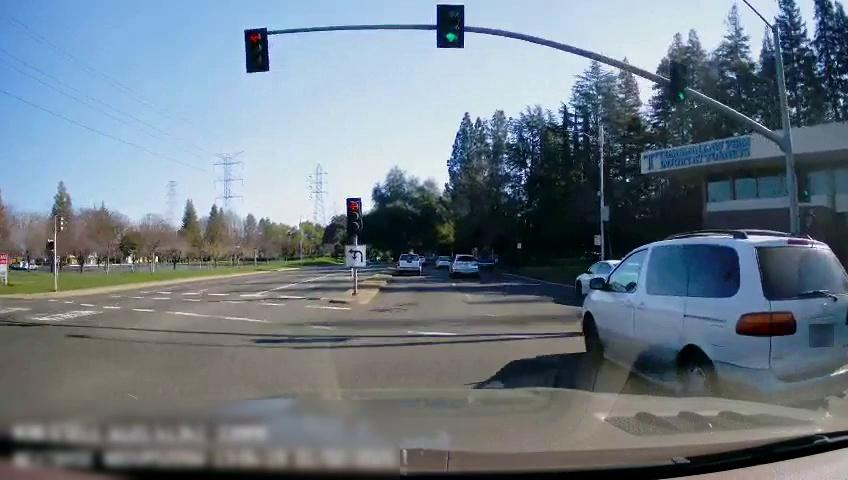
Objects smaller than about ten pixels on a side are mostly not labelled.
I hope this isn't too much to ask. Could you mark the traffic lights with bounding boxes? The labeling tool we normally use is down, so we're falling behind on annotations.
[797,170,810,202]
[669,57,689,104]
[244,25,269,76]
[56,216,65,234]
[435,2,465,51]
[345,196,364,238]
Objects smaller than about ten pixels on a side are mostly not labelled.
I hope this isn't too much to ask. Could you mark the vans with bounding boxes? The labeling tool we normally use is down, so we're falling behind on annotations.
[580,229,848,407]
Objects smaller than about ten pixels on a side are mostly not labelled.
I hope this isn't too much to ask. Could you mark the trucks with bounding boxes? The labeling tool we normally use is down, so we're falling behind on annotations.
[478,250,497,270]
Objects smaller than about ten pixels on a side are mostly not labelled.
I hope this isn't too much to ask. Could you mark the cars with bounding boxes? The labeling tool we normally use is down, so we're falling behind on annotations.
[434,255,450,270]
[574,259,621,297]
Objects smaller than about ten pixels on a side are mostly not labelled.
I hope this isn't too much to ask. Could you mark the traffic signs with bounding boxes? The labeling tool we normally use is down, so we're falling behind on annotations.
[344,244,368,270]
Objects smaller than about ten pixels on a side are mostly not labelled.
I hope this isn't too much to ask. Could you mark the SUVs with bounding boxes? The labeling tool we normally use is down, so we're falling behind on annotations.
[449,253,481,277]
[398,252,424,275]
